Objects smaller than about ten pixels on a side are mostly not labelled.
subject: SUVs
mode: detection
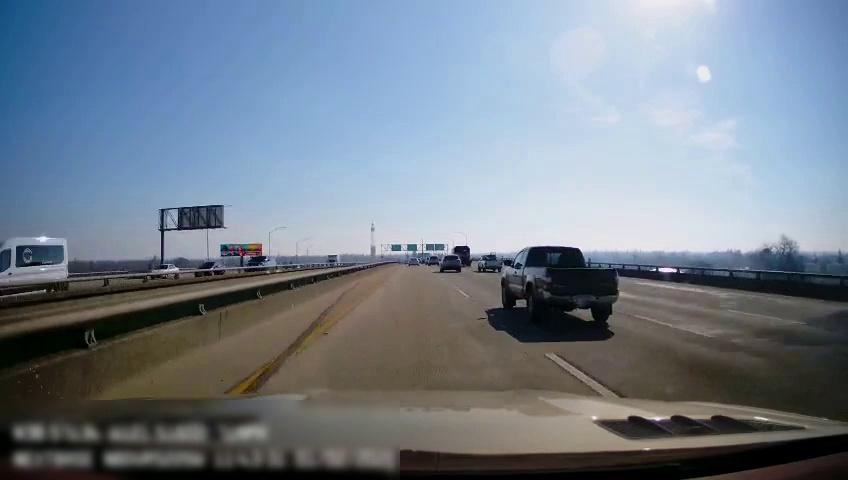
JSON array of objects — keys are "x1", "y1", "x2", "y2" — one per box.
[
  {"x1": 245, "y1": 255, "x2": 278, "y2": 272},
  {"x1": 408, "y1": 257, "x2": 420, "y2": 267},
  {"x1": 427, "y1": 256, "x2": 440, "y2": 267},
  {"x1": 438, "y1": 253, "x2": 462, "y2": 273}
]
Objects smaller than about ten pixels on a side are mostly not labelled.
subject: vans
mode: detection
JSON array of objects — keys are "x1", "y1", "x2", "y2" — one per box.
[{"x1": 0, "y1": 236, "x2": 69, "y2": 298}]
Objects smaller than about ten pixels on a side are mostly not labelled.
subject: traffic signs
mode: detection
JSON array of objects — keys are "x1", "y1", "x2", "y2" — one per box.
[
  {"x1": 177, "y1": 204, "x2": 225, "y2": 231},
  {"x1": 407, "y1": 244, "x2": 418, "y2": 252},
  {"x1": 434, "y1": 243, "x2": 445, "y2": 251},
  {"x1": 391, "y1": 244, "x2": 402, "y2": 252}
]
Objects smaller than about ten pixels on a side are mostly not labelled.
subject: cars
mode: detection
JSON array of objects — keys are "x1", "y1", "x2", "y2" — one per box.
[
  {"x1": 193, "y1": 261, "x2": 226, "y2": 278},
  {"x1": 150, "y1": 263, "x2": 180, "y2": 278}
]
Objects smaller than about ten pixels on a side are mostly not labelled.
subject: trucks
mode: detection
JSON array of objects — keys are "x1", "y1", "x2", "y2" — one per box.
[
  {"x1": 499, "y1": 245, "x2": 620, "y2": 325},
  {"x1": 477, "y1": 251, "x2": 503, "y2": 274},
  {"x1": 452, "y1": 245, "x2": 473, "y2": 268},
  {"x1": 327, "y1": 254, "x2": 340, "y2": 266}
]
